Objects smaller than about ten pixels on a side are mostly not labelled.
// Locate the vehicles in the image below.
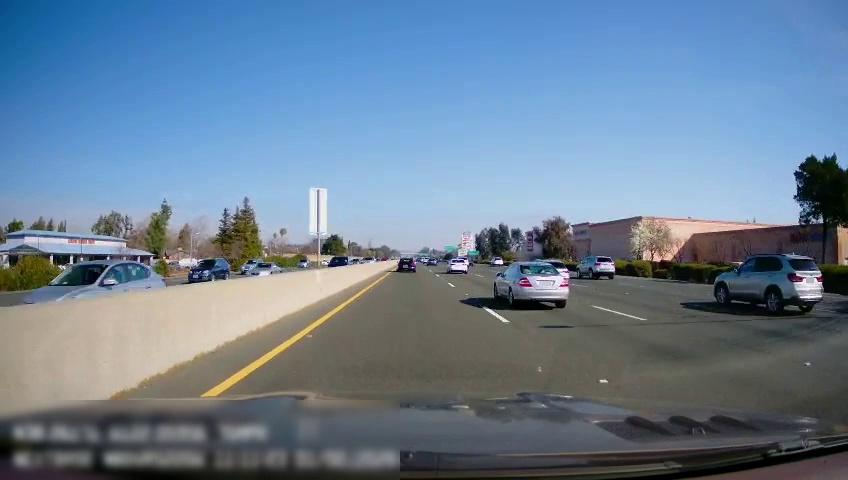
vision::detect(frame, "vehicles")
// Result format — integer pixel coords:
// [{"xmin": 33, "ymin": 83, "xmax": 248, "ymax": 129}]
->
[
  {"xmin": 427, "ymin": 259, "xmax": 439, "ymax": 267},
  {"xmin": 23, "ymin": 258, "xmax": 169, "ymax": 307},
  {"xmin": 240, "ymin": 259, "xmax": 264, "ymax": 276},
  {"xmin": 350, "ymin": 257, "xmax": 362, "ymax": 265},
  {"xmin": 248, "ymin": 262, "xmax": 280, "ymax": 275},
  {"xmin": 447, "ymin": 258, "xmax": 467, "ymax": 274},
  {"xmin": 296, "ymin": 259, "xmax": 311, "ymax": 269},
  {"xmin": 458, "ymin": 257, "xmax": 470, "ymax": 268},
  {"xmin": 712, "ymin": 256, "xmax": 824, "ymax": 314},
  {"xmin": 576, "ymin": 255, "xmax": 616, "ymax": 280},
  {"xmin": 363, "ymin": 256, "xmax": 376, "ymax": 264},
  {"xmin": 327, "ymin": 256, "xmax": 348, "ymax": 268},
  {"xmin": 397, "ymin": 256, "xmax": 417, "ymax": 273},
  {"xmin": 546, "ymin": 259, "xmax": 569, "ymax": 283},
  {"xmin": 188, "ymin": 258, "xmax": 231, "ymax": 284},
  {"xmin": 489, "ymin": 256, "xmax": 503, "ymax": 265},
  {"xmin": 493, "ymin": 261, "xmax": 569, "ymax": 309}
]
